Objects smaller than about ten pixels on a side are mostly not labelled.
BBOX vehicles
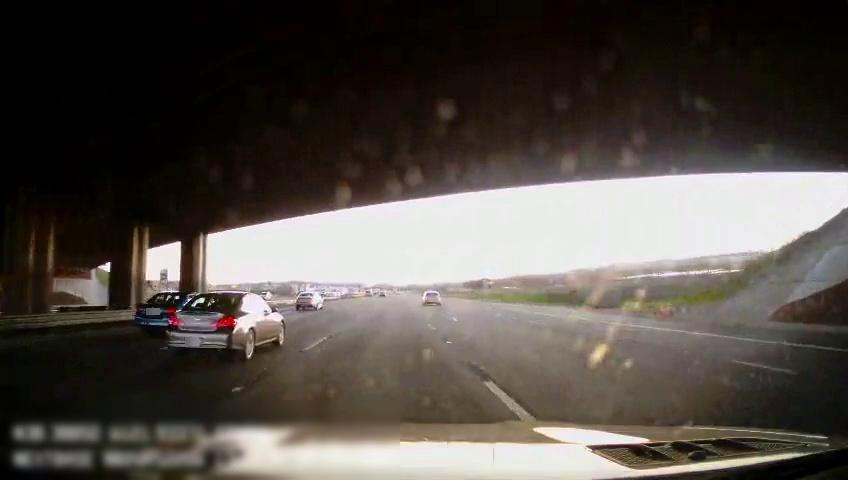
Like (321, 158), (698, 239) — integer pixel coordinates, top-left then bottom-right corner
(135, 291), (204, 339)
(259, 292), (273, 301)
(295, 292), (324, 312)
(364, 289), (373, 298)
(166, 290), (287, 365)
(421, 290), (442, 307)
